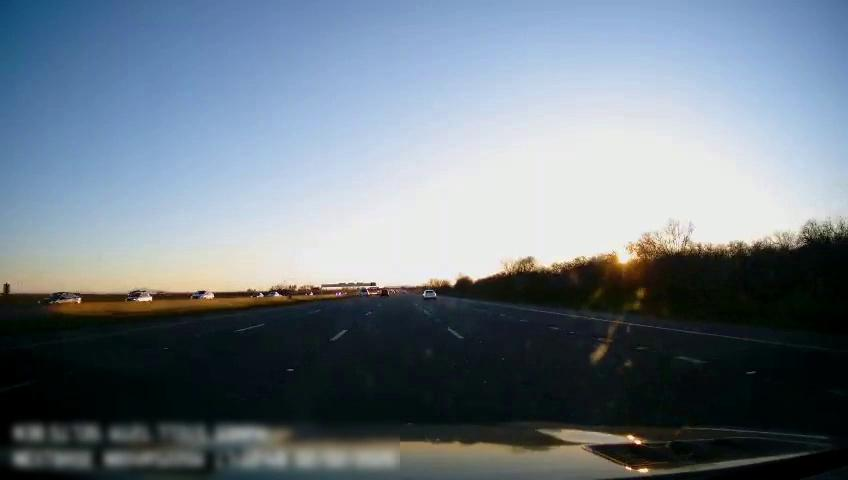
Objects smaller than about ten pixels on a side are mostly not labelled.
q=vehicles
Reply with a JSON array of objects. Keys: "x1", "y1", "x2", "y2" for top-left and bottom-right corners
[
  {"x1": 267, "y1": 292, "x2": 279, "y2": 298},
  {"x1": 422, "y1": 290, "x2": 437, "y2": 300},
  {"x1": 360, "y1": 289, "x2": 370, "y2": 297},
  {"x1": 36, "y1": 292, "x2": 82, "y2": 306},
  {"x1": 250, "y1": 292, "x2": 264, "y2": 298},
  {"x1": 125, "y1": 292, "x2": 153, "y2": 303},
  {"x1": 190, "y1": 290, "x2": 214, "y2": 301}
]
